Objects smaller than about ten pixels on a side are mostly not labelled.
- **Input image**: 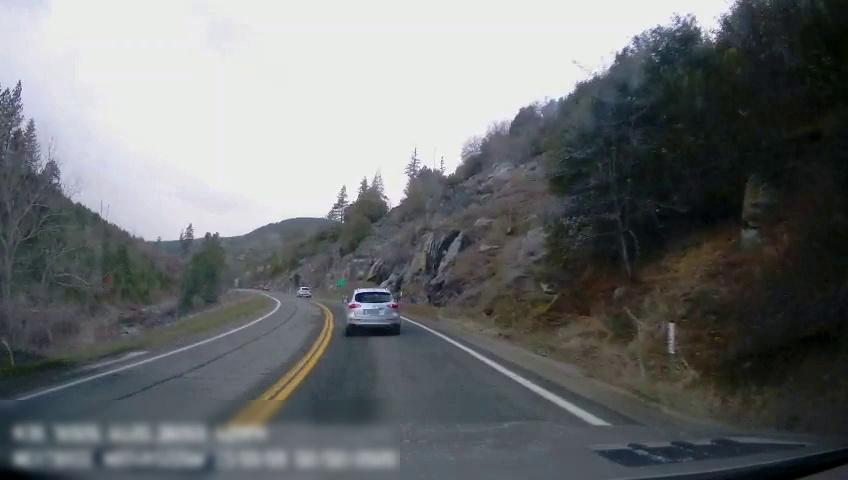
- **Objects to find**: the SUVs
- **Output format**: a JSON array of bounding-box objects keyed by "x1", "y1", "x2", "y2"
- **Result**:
[
  {"x1": 343, "y1": 288, "x2": 401, "y2": 336},
  {"x1": 296, "y1": 286, "x2": 312, "y2": 299}
]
